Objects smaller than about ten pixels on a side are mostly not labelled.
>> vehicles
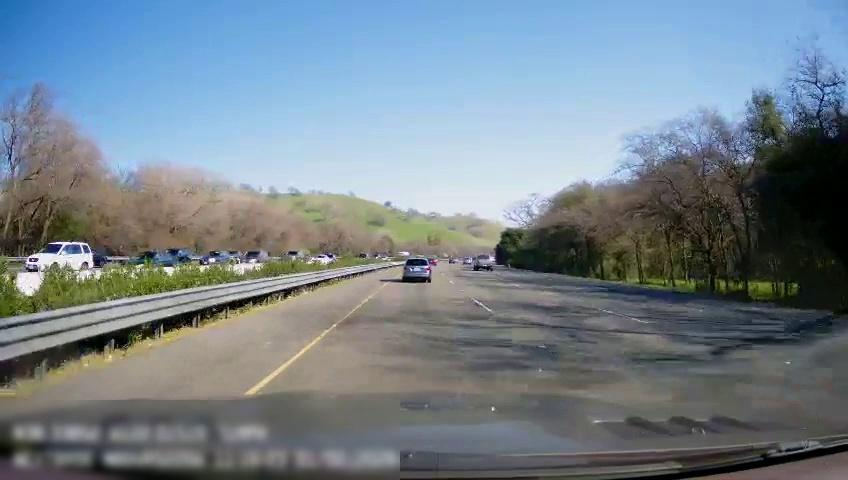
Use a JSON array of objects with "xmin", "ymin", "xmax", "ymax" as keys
[
  {"xmin": 396, "ymin": 251, "xmax": 410, "ymax": 257},
  {"xmin": 166, "ymin": 248, "xmax": 193, "ymax": 266},
  {"xmin": 324, "ymin": 252, "xmax": 337, "ymax": 262},
  {"xmin": 473, "ymin": 254, "xmax": 496, "ymax": 271},
  {"xmin": 402, "ymin": 258, "xmax": 432, "ymax": 283},
  {"xmin": 284, "ymin": 250, "xmax": 306, "ymax": 263},
  {"xmin": 199, "ymin": 250, "xmax": 233, "ymax": 266},
  {"xmin": 237, "ymin": 250, "xmax": 271, "ymax": 264},
  {"xmin": 309, "ymin": 254, "xmax": 334, "ymax": 265},
  {"xmin": 88, "ymin": 248, "xmax": 109, "ymax": 269},
  {"xmin": 24, "ymin": 241, "xmax": 94, "ymax": 272},
  {"xmin": 127, "ymin": 249, "xmax": 180, "ymax": 268},
  {"xmin": 426, "ymin": 256, "xmax": 438, "ymax": 266},
  {"xmin": 226, "ymin": 250, "xmax": 244, "ymax": 264}
]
